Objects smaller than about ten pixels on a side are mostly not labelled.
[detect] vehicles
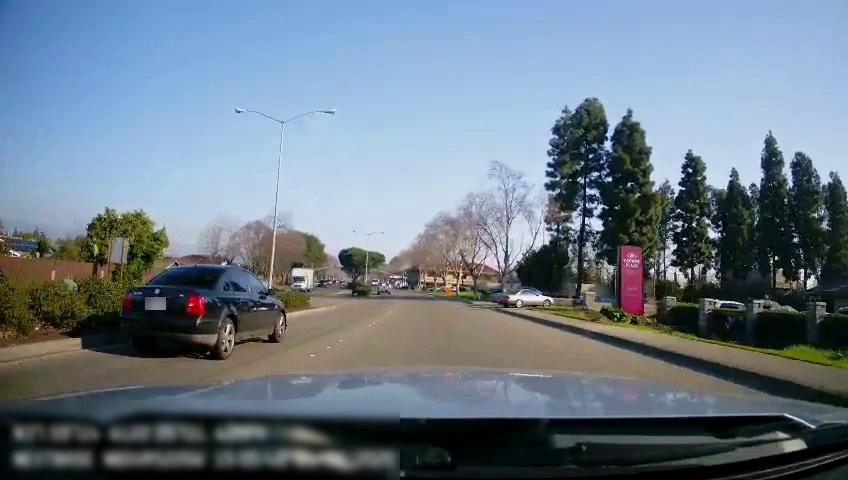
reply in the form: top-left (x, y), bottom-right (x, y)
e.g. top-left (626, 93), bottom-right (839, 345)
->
top-left (290, 269), bottom-right (314, 294)
top-left (522, 288), bottom-right (543, 296)
top-left (496, 289), bottom-right (553, 309)
top-left (712, 299), bottom-right (745, 311)
top-left (377, 282), bottom-right (392, 295)
top-left (317, 279), bottom-right (328, 288)
top-left (575, 295), bottom-right (616, 307)
top-left (124, 265), bottom-right (287, 360)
